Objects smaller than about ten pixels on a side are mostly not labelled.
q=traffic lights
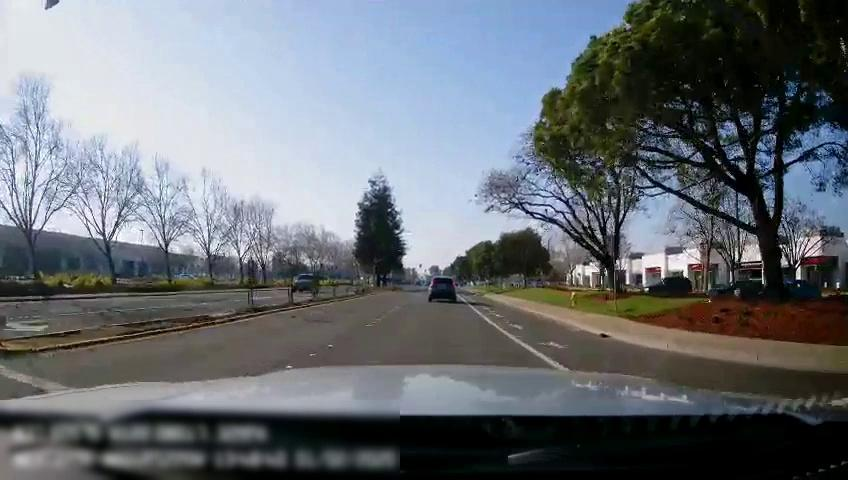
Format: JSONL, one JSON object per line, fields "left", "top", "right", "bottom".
{"left": 44, "top": 0, "right": 60, "bottom": 11}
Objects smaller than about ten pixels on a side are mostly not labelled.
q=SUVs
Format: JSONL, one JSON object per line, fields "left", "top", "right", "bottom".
{"left": 428, "top": 277, "right": 456, "bottom": 302}
{"left": 292, "top": 273, "right": 320, "bottom": 293}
